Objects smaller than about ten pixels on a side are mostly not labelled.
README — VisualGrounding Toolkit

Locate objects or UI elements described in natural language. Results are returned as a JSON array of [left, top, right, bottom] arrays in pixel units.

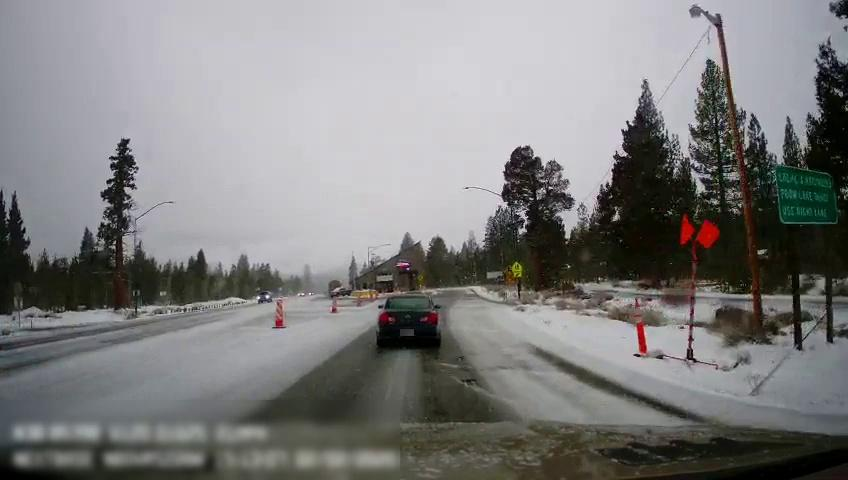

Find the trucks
[[257, 291, 273, 303], [330, 287, 353, 298]]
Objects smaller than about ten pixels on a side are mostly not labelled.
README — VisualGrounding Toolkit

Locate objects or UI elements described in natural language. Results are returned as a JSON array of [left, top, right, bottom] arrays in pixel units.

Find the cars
[[376, 296, 442, 348]]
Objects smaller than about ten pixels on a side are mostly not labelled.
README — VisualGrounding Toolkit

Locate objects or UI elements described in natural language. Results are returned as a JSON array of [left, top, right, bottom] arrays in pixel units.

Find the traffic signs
[[512, 262, 522, 273], [487, 272, 503, 279], [773, 165, 840, 225]]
